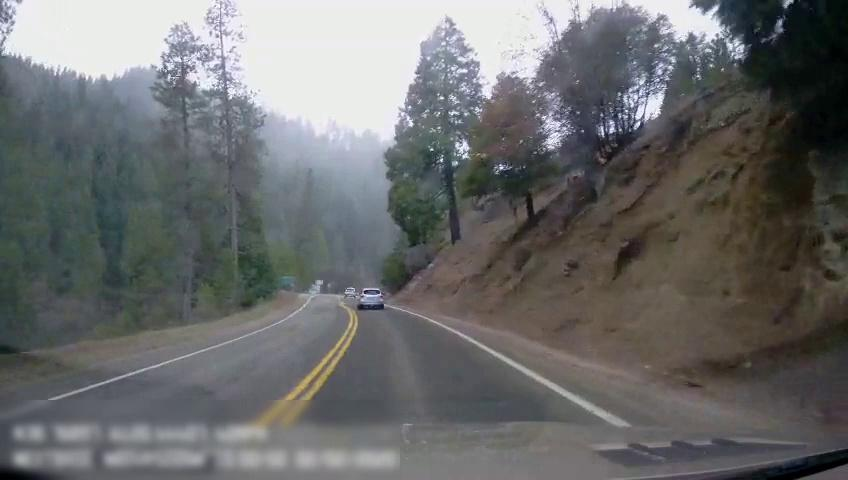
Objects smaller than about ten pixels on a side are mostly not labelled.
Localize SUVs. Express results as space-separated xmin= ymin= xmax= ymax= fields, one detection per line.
xmin=344 ymin=287 xmax=357 ymax=297
xmin=356 ymin=288 xmax=385 ymax=310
